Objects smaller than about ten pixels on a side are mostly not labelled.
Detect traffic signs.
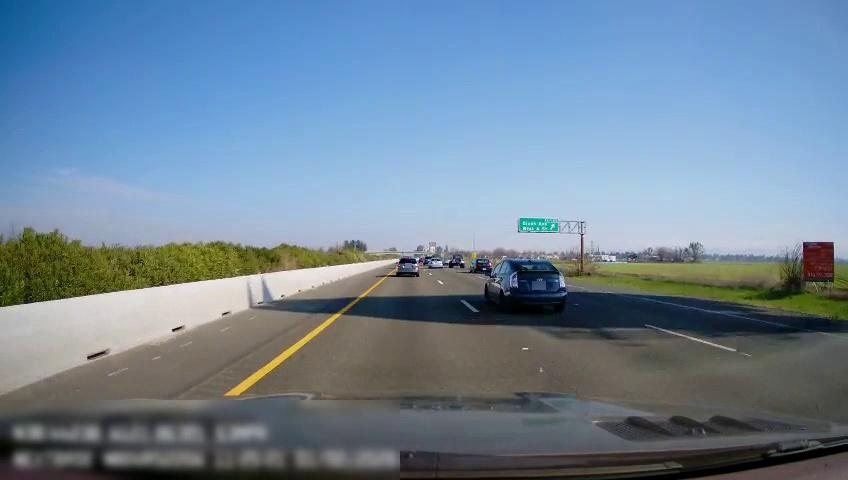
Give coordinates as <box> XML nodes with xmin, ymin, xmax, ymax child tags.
<box><xmin>517</xmin><ymin>216</ymin><xmax>559</xmax><ymax>233</ymax></box>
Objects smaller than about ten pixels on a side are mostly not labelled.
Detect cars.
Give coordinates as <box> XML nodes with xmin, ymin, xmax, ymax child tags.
<box><xmin>427</xmin><ymin>257</ymin><xmax>444</xmax><ymax>269</ymax></box>
<box><xmin>448</xmin><ymin>253</ymin><xmax>466</xmax><ymax>268</ymax></box>
<box><xmin>469</xmin><ymin>257</ymin><xmax>493</xmax><ymax>273</ymax></box>
<box><xmin>396</xmin><ymin>256</ymin><xmax>419</xmax><ymax>277</ymax></box>
<box><xmin>484</xmin><ymin>258</ymin><xmax>569</xmax><ymax>315</ymax></box>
